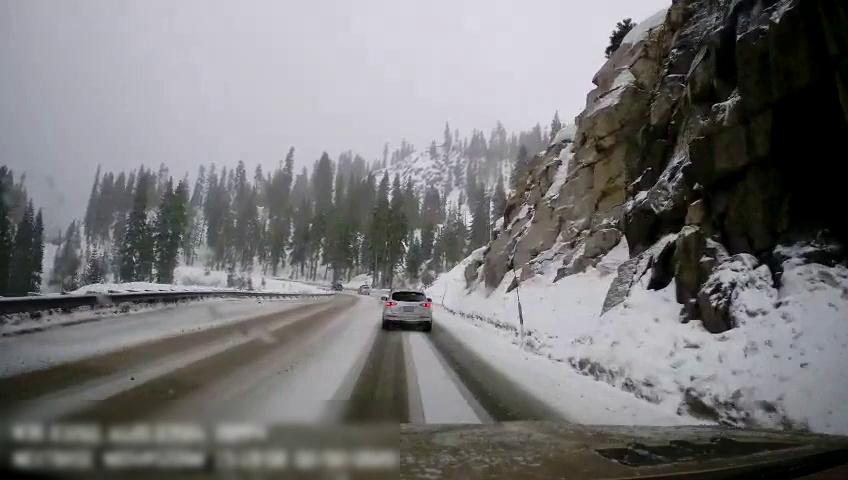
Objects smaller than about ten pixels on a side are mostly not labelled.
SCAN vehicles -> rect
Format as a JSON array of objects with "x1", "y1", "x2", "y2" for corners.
[
  {"x1": 329, "y1": 283, "x2": 343, "y2": 292},
  {"x1": 357, "y1": 285, "x2": 370, "y2": 295},
  {"x1": 380, "y1": 288, "x2": 433, "y2": 333}
]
